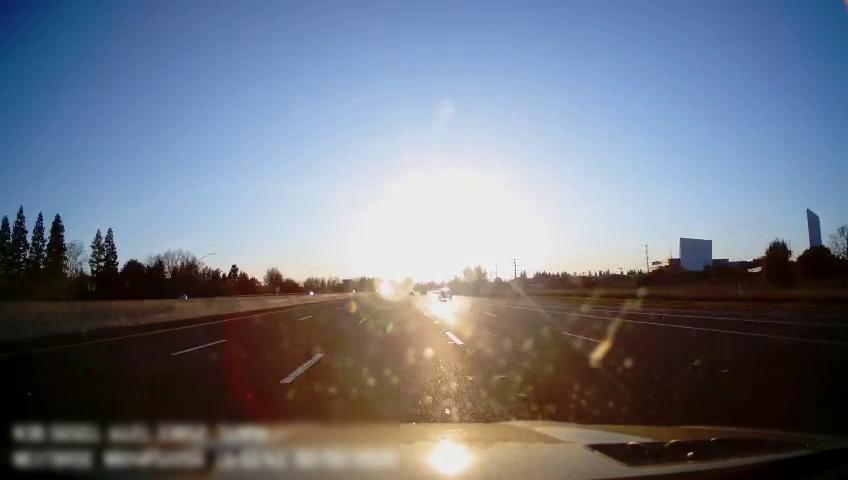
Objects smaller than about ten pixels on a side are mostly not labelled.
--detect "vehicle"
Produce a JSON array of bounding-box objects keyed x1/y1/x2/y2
[{"x1": 438, "y1": 289, "x2": 453, "y2": 301}]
